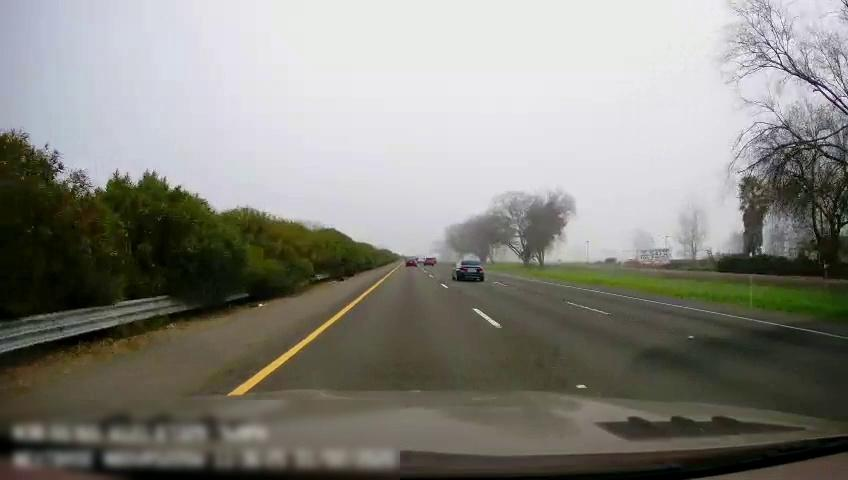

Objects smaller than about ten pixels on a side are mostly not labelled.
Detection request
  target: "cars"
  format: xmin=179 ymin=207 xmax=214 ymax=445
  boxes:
xmin=405 ymin=258 xmax=417 ymax=267
xmin=452 ymin=260 xmax=485 ymax=283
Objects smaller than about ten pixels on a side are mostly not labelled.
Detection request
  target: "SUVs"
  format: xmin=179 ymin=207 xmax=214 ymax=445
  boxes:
xmin=424 ymin=257 xmax=434 ymax=266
